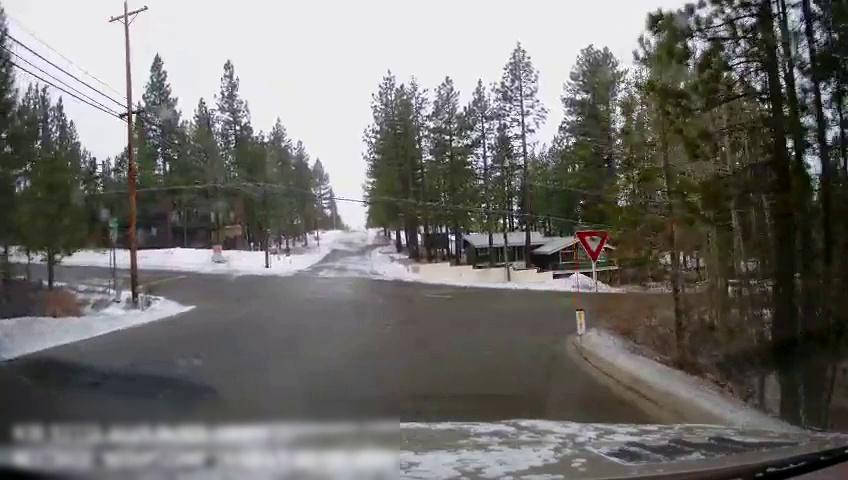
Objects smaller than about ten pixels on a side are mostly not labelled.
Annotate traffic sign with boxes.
[575,230,609,262]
